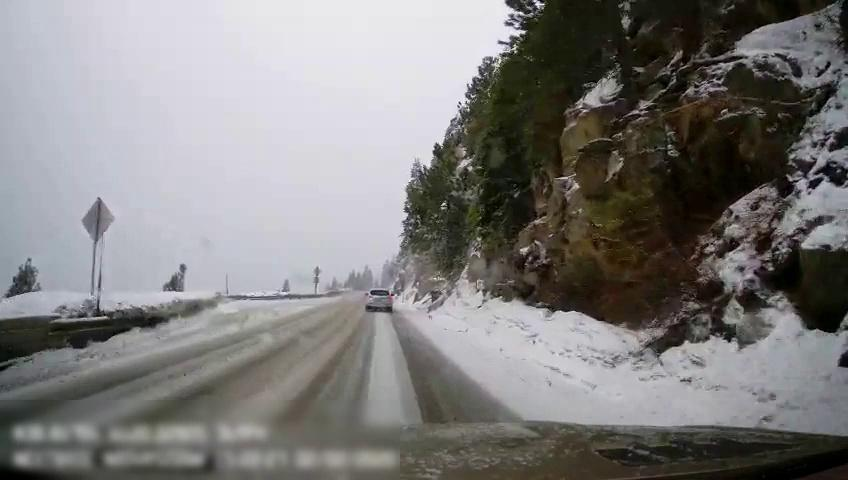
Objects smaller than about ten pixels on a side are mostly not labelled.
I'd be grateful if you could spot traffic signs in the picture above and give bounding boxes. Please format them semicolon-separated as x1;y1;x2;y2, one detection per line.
314;266;321;277
80;196;115;244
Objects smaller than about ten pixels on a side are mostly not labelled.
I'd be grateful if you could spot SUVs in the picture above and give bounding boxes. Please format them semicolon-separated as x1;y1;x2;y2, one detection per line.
363;287;395;313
